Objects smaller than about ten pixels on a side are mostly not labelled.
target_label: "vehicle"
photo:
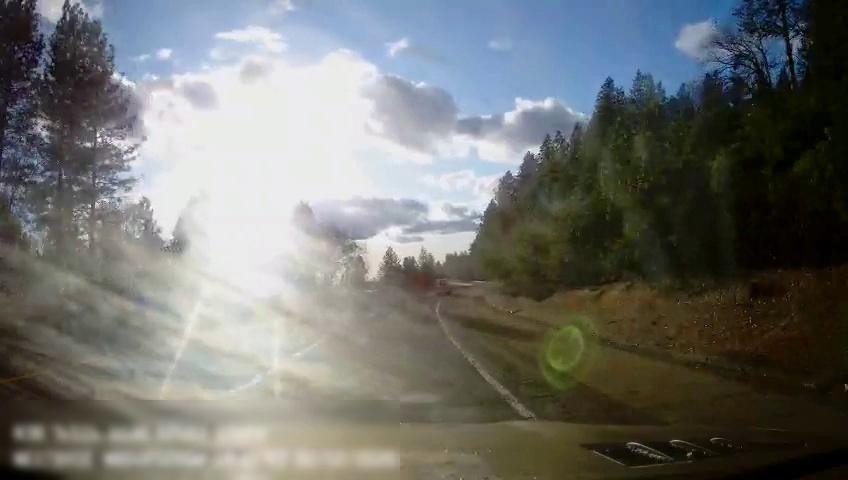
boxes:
[433,278,453,298]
